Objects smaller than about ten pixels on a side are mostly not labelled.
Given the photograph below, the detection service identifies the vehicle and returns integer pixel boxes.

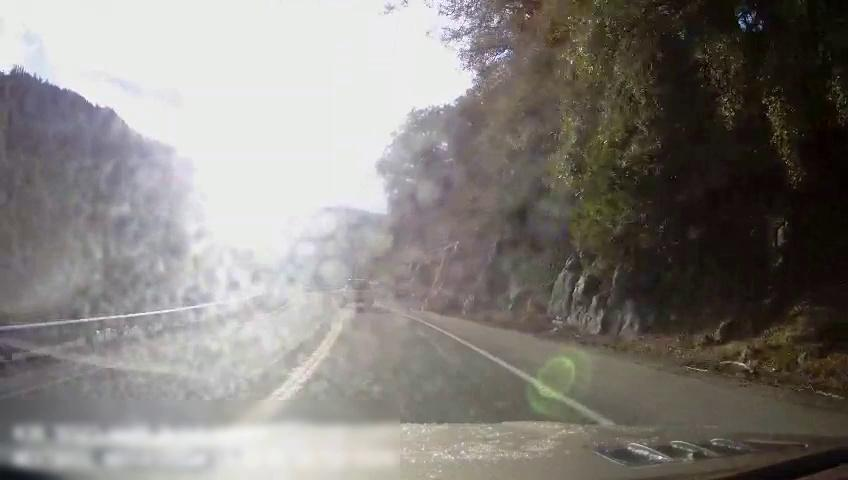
[341,278,375,308]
